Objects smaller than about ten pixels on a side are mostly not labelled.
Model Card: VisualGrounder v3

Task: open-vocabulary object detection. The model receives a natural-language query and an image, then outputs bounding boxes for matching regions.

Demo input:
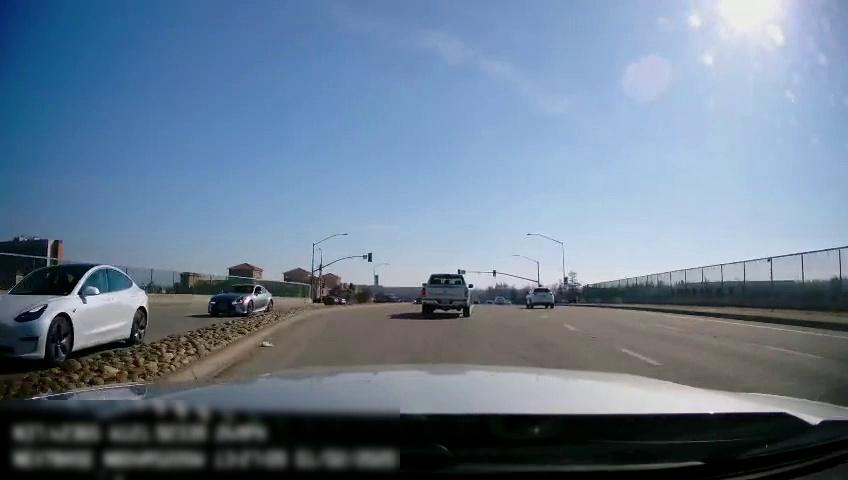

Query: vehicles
[335,296,346,305]
[312,295,339,306]
[525,286,555,310]
[207,283,274,318]
[372,293,401,304]
[421,273,474,317]
[0,262,150,370]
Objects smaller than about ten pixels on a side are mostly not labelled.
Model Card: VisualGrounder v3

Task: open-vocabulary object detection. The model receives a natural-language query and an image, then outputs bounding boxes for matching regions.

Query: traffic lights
[367,252,373,263]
